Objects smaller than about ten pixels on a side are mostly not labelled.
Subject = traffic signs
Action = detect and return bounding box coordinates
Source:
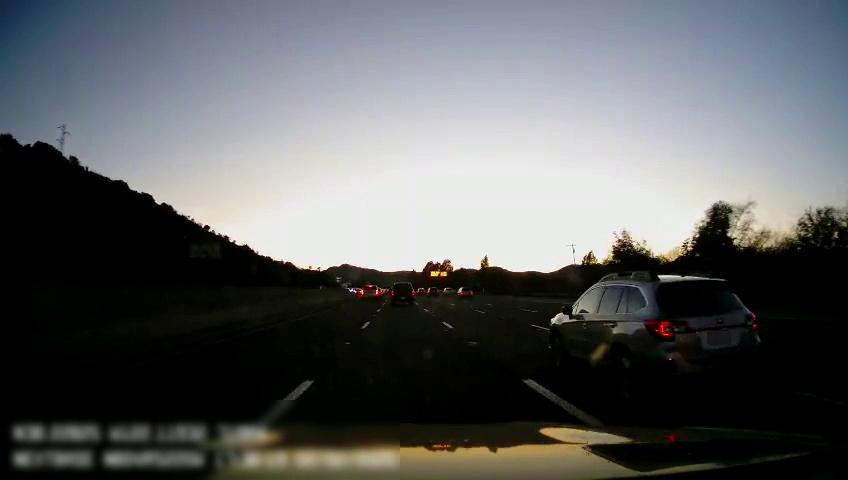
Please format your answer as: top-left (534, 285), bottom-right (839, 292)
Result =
top-left (429, 270), bottom-right (448, 277)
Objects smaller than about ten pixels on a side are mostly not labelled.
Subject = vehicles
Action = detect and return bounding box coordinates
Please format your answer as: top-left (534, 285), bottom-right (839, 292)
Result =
top-left (457, 286), bottom-right (474, 299)
top-left (425, 288), bottom-right (438, 298)
top-left (360, 284), bottom-right (381, 302)
top-left (390, 281), bottom-right (416, 305)
top-left (549, 279), bottom-right (764, 389)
